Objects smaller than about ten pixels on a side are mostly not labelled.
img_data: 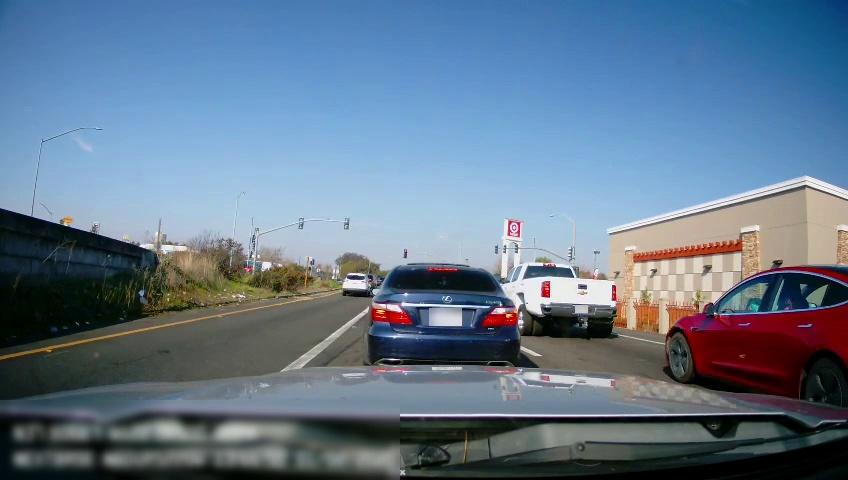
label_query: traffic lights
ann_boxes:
[297,217,305,230]
[567,247,573,261]
[513,242,519,256]
[403,248,408,260]
[343,217,350,231]
[494,244,499,255]
[502,243,507,255]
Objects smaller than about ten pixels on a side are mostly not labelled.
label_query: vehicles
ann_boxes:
[341,272,373,298]
[361,262,522,367]
[137,243,193,257]
[491,262,618,338]
[259,261,272,275]
[663,263,848,408]
[239,264,253,273]
[362,274,377,289]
